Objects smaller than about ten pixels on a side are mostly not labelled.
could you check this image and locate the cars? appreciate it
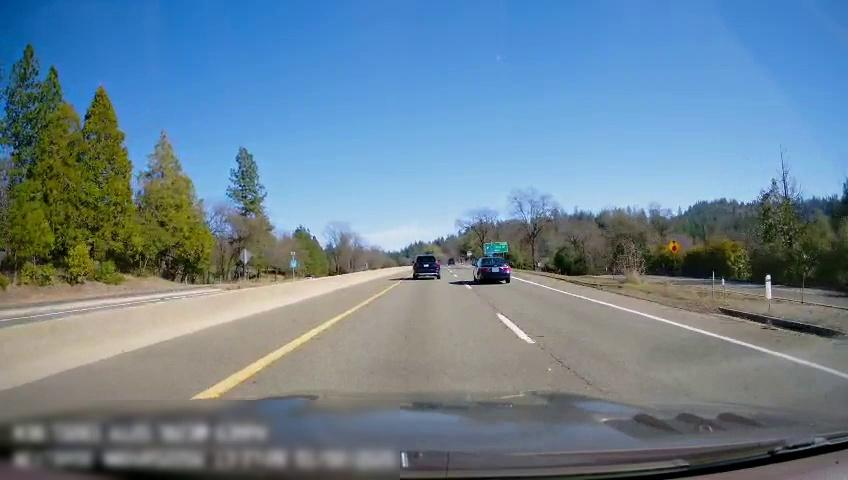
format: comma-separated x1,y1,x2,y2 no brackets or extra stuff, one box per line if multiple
472,256,511,285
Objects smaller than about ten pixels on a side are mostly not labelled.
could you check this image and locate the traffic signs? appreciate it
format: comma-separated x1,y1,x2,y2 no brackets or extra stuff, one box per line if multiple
484,241,508,253
667,239,680,255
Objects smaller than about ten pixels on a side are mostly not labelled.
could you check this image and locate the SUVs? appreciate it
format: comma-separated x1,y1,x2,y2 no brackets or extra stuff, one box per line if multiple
411,255,441,280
